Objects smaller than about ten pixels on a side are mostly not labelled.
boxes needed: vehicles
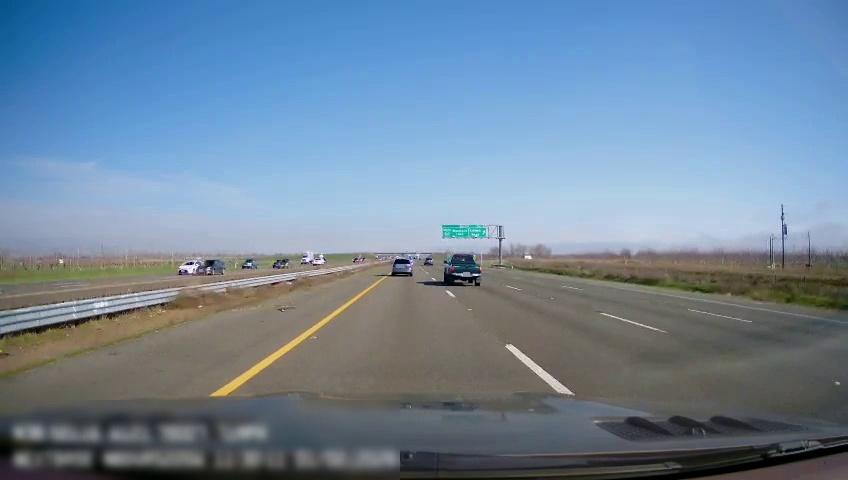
[443,253,482,286]
[196,259,226,276]
[272,259,281,269]
[242,258,258,270]
[391,257,413,276]
[178,261,203,276]
[313,257,325,267]
[278,259,293,269]
[300,252,313,265]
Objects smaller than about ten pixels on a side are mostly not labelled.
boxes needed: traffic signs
[441,223,489,240]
